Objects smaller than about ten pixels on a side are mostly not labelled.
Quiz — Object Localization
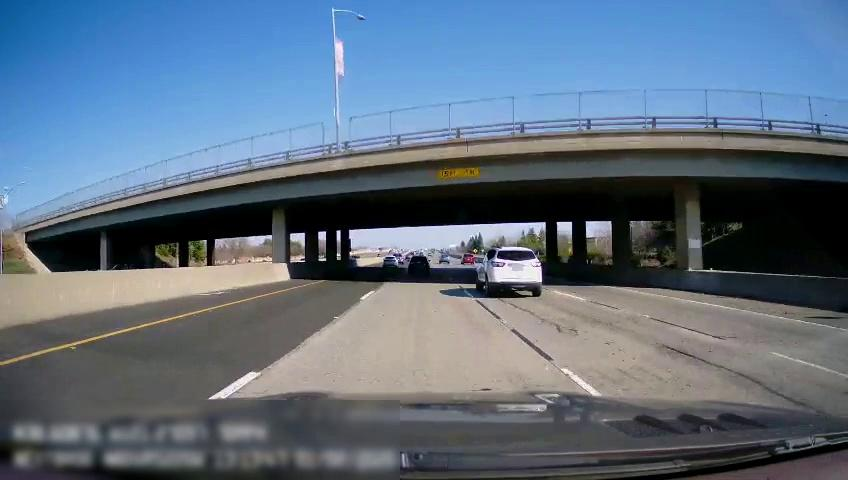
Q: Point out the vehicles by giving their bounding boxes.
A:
[460,253,476,265]
[393,252,405,265]
[382,256,400,268]
[408,255,432,274]
[438,254,450,264]
[474,246,544,298]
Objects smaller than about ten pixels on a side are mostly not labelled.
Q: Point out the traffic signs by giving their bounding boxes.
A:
[440,167,479,178]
